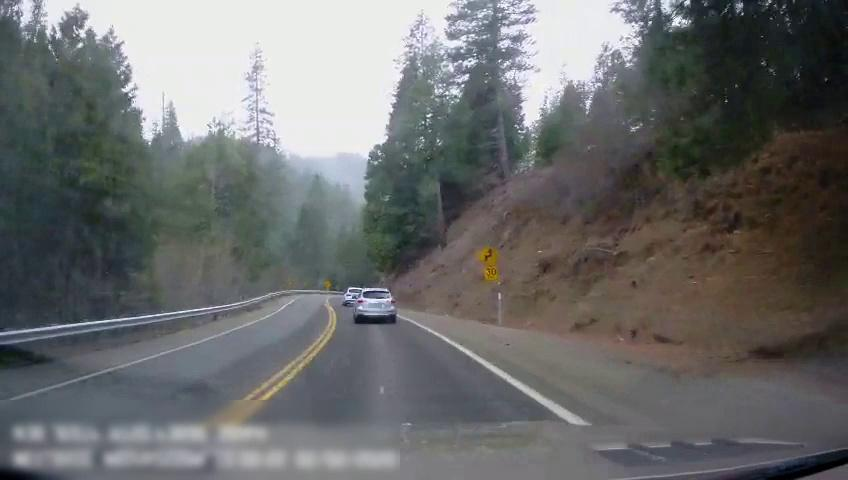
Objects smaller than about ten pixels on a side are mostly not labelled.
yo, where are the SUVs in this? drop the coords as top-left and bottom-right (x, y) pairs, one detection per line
(352, 288), (397, 323)
(341, 288), (364, 307)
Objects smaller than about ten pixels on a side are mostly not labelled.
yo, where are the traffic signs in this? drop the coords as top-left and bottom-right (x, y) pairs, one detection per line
(484, 267), (499, 281)
(478, 246), (500, 267)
